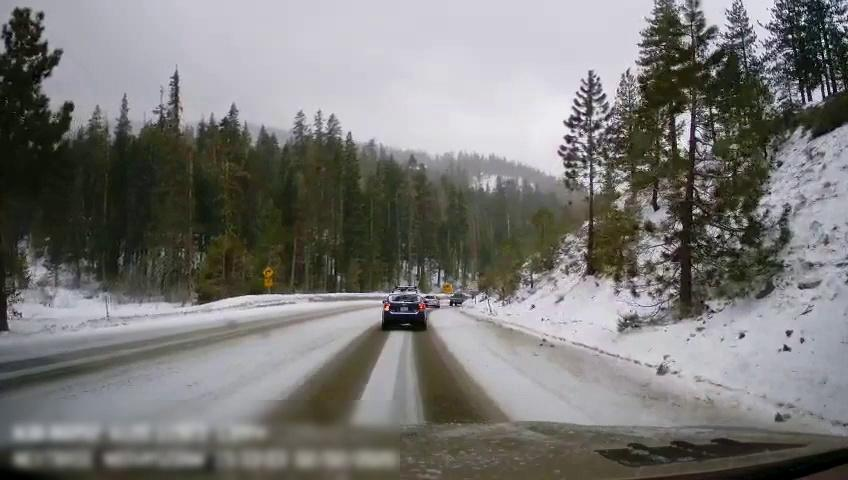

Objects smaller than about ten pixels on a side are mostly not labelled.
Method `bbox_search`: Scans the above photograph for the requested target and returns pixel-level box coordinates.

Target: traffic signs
[262,265,274,278]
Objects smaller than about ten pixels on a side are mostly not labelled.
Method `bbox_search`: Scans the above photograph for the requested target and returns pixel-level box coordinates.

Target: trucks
[449,292,467,307]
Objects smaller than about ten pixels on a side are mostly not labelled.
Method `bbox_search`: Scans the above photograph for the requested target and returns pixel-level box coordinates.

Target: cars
[382,285,428,331]
[420,293,441,309]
